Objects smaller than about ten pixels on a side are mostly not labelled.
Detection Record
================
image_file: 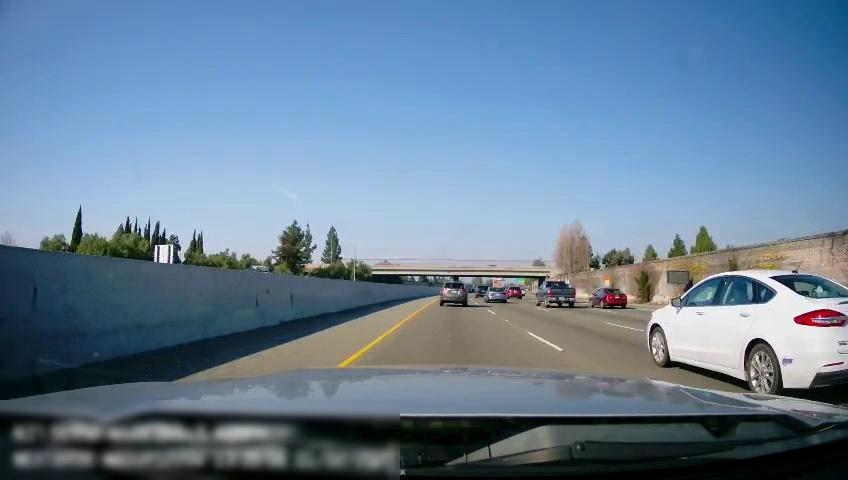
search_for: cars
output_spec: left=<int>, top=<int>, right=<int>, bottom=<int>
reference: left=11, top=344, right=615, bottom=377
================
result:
left=587, top=287, right=628, bottom=310
left=645, top=269, right=848, bottom=396
left=483, top=287, right=508, bottom=304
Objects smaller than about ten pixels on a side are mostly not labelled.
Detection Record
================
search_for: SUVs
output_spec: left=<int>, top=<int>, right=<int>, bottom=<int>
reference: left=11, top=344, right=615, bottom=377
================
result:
left=439, top=281, right=468, bottom=308
left=475, top=285, right=489, bottom=299
left=506, top=286, right=523, bottom=300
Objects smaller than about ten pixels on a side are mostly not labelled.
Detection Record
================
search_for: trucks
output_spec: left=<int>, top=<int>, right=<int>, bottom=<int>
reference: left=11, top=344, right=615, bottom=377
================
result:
left=535, top=280, right=576, bottom=309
